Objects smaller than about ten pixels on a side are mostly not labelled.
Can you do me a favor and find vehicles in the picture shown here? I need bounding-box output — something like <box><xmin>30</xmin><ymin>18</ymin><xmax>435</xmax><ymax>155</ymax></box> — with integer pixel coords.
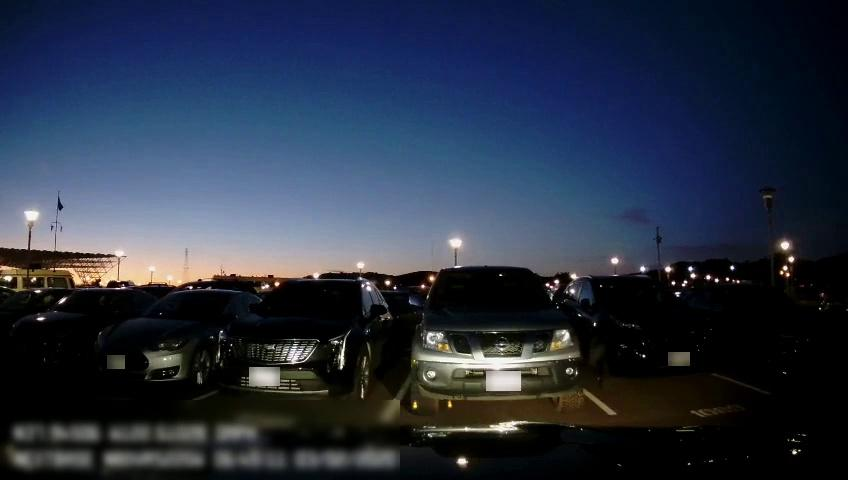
<box><xmin>0</xmin><ymin>267</ymin><xmax>84</xmax><ymax>292</ymax></box>
<box><xmin>0</xmin><ymin>285</ymin><xmax>17</xmax><ymax>301</ymax></box>
<box><xmin>0</xmin><ymin>287</ymin><xmax>159</xmax><ymax>369</ymax></box>
<box><xmin>105</xmin><ymin>279</ymin><xmax>138</xmax><ymax>288</ymax></box>
<box><xmin>93</xmin><ymin>287</ymin><xmax>263</xmax><ymax>387</ymax></box>
<box><xmin>678</xmin><ymin>282</ymin><xmax>846</xmax><ymax>377</ymax></box>
<box><xmin>819</xmin><ymin>286</ymin><xmax>848</xmax><ymax>331</ymax></box>
<box><xmin>406</xmin><ymin>263</ymin><xmax>586</xmax><ymax>416</ymax></box>
<box><xmin>553</xmin><ymin>271</ymin><xmax>718</xmax><ymax>389</ymax></box>
<box><xmin>204</xmin><ymin>275</ymin><xmax>398</xmax><ymax>410</ymax></box>
<box><xmin>0</xmin><ymin>287</ymin><xmax>78</xmax><ymax>334</ymax></box>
